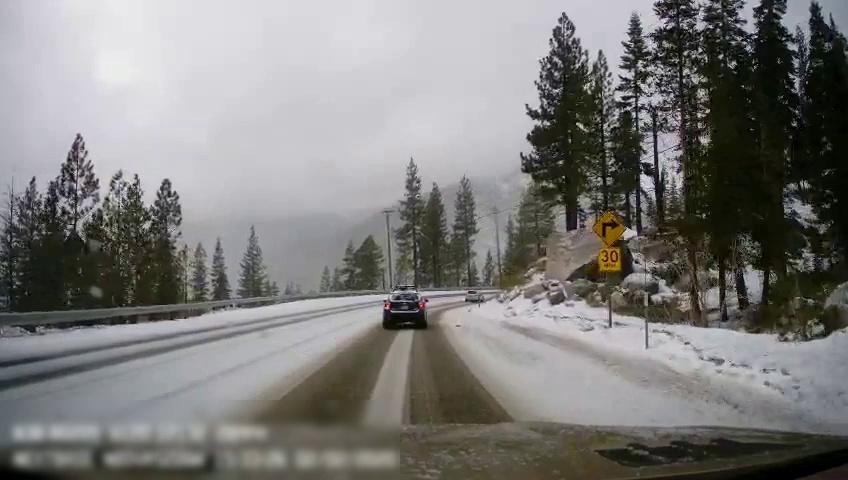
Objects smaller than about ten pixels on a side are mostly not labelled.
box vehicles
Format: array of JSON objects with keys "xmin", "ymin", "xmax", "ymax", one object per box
[
  {"xmin": 465, "ymin": 290, "xmax": 484, "ymax": 303},
  {"xmin": 382, "ymin": 286, "xmax": 428, "ymax": 330}
]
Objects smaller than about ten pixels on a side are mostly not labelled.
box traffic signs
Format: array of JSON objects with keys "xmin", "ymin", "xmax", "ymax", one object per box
[
  {"xmin": 599, "ymin": 247, "xmax": 622, "ymax": 272},
  {"xmin": 590, "ymin": 210, "xmax": 626, "ymax": 248}
]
